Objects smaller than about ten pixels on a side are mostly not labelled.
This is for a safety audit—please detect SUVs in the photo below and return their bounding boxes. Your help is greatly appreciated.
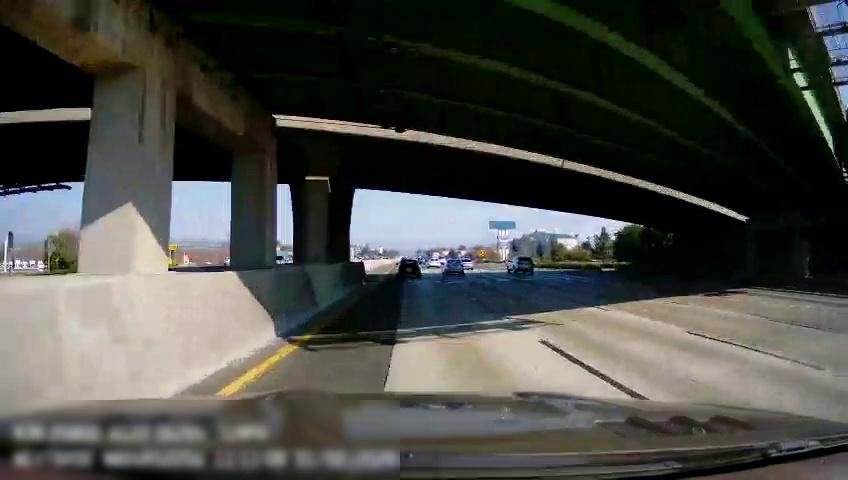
[458,257,474,270]
[507,255,533,274]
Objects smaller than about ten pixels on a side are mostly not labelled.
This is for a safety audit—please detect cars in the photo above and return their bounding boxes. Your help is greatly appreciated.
[443,260,465,276]
[396,258,422,277]
[427,258,441,269]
